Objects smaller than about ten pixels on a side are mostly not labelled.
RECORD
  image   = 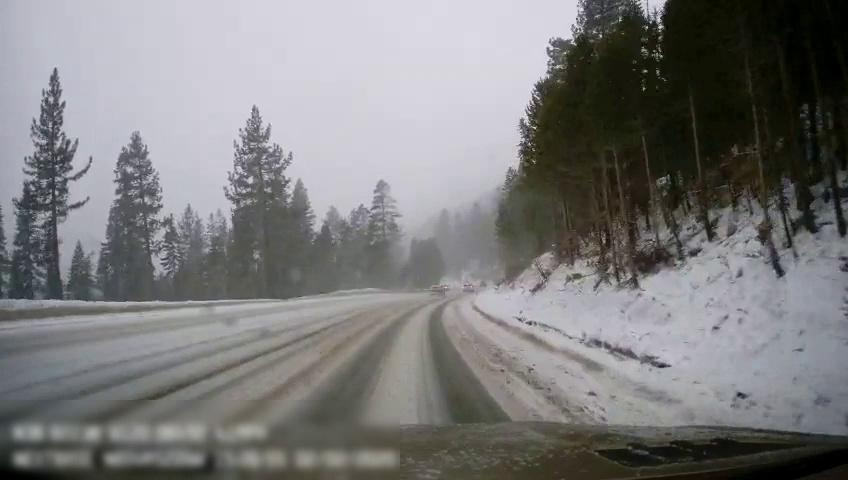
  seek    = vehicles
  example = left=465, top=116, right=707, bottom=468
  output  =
left=462, top=282, right=475, bottom=292
left=430, top=284, right=446, bottom=296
